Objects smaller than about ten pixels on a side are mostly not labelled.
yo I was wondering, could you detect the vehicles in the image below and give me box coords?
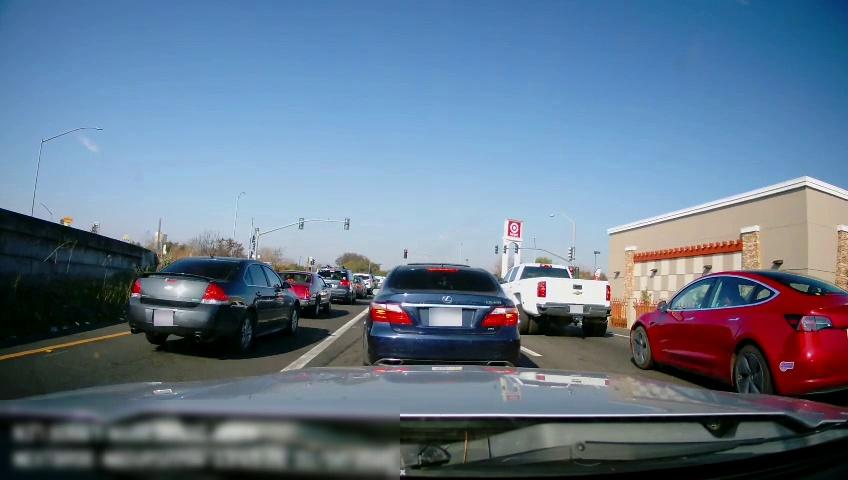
[125,254,302,357]
[361,262,522,367]
[314,264,359,306]
[628,267,848,408]
[350,274,370,300]
[353,272,376,296]
[373,275,389,286]
[491,263,613,338]
[267,268,334,320]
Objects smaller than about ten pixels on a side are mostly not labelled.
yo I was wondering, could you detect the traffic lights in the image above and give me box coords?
[297,217,305,230]
[403,248,408,260]
[567,247,573,261]
[502,243,507,255]
[513,242,519,256]
[494,244,499,255]
[343,217,350,231]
